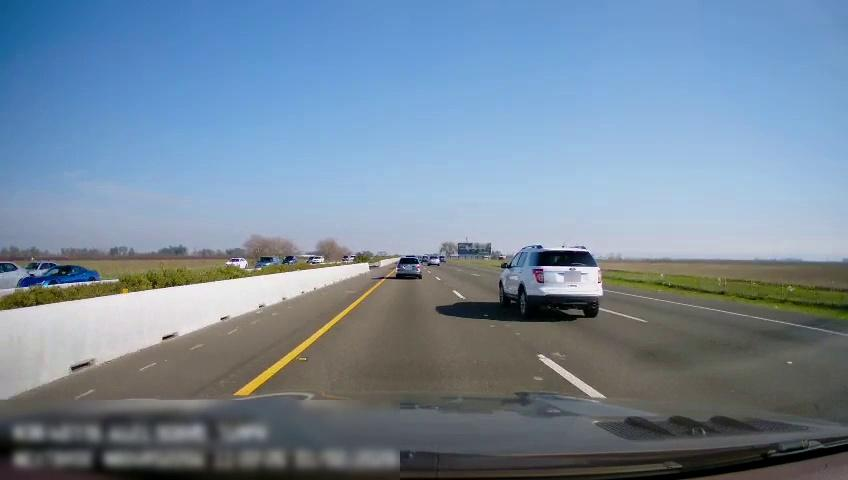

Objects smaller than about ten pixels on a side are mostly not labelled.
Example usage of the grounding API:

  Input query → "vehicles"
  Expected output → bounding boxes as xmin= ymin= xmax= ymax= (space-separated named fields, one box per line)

xmin=498 ymin=243 xmax=605 ymax=321
xmin=15 ymin=264 xmax=102 ymax=288
xmin=22 ymin=260 xmax=57 ymax=277
xmin=255 ymin=256 xmax=281 ymax=269
xmin=426 ymin=255 xmax=440 ymax=267
xmin=281 ymin=255 xmax=299 ymax=266
xmin=395 ymin=256 xmax=422 ymax=280
xmin=224 ymin=257 xmax=249 ymax=270
xmin=311 ymin=255 xmax=325 ymax=265
xmin=0 ymin=261 xmax=32 ymax=290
